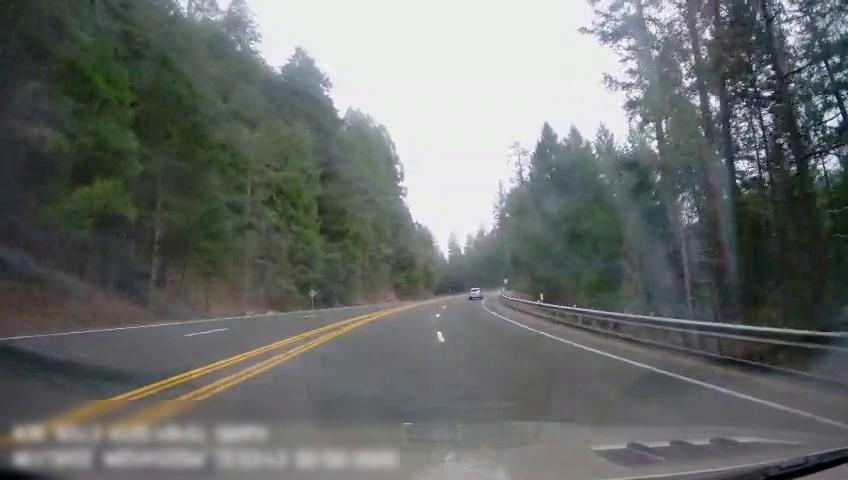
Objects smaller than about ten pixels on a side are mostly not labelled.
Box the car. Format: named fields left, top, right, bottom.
left=468, top=287, right=484, bottom=301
